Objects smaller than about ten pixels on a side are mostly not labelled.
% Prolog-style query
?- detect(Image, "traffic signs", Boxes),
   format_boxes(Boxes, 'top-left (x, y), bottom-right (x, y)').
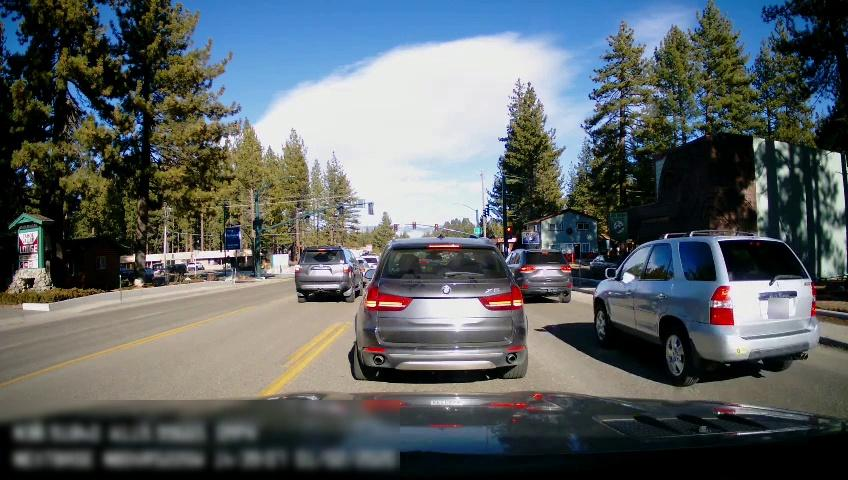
top-left (473, 226), bottom-right (483, 237)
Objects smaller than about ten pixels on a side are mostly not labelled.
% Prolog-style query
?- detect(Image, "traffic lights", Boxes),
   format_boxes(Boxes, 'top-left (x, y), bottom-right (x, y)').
top-left (506, 227), bottom-right (512, 239)
top-left (484, 203), bottom-right (490, 217)
top-left (368, 202), bottom-right (374, 215)
top-left (338, 205), bottom-right (343, 216)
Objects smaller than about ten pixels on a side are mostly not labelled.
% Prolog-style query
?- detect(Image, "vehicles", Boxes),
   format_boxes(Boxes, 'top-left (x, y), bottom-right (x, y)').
top-left (354, 239), bottom-right (527, 379)
top-left (590, 231), bottom-right (821, 384)
top-left (506, 248), bottom-right (574, 305)
top-left (360, 260), bottom-right (370, 286)
top-left (592, 254), bottom-right (626, 274)
top-left (143, 264), bottom-right (170, 276)
top-left (185, 261), bottom-right (202, 271)
top-left (295, 247), bottom-right (363, 302)
top-left (229, 259), bottom-right (254, 273)
top-left (360, 255), bottom-right (379, 267)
